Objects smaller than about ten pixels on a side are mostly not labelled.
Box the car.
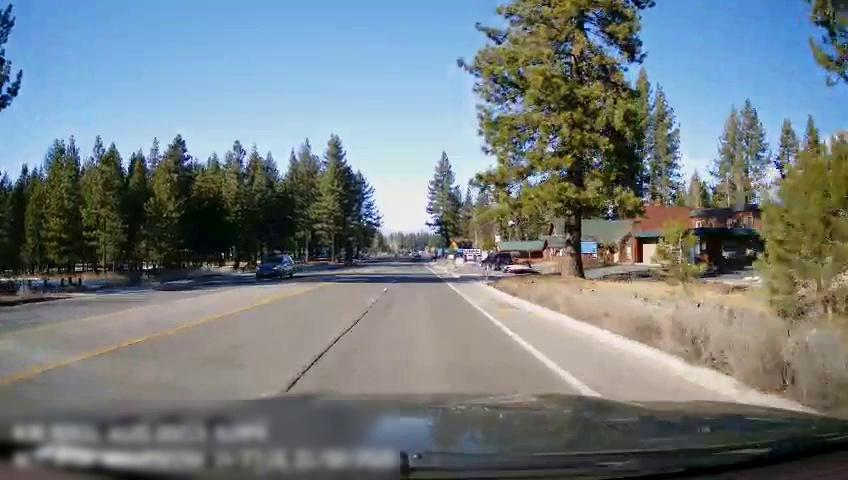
[255,254,295,281]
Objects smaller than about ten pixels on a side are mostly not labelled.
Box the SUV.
[480,253,514,272]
